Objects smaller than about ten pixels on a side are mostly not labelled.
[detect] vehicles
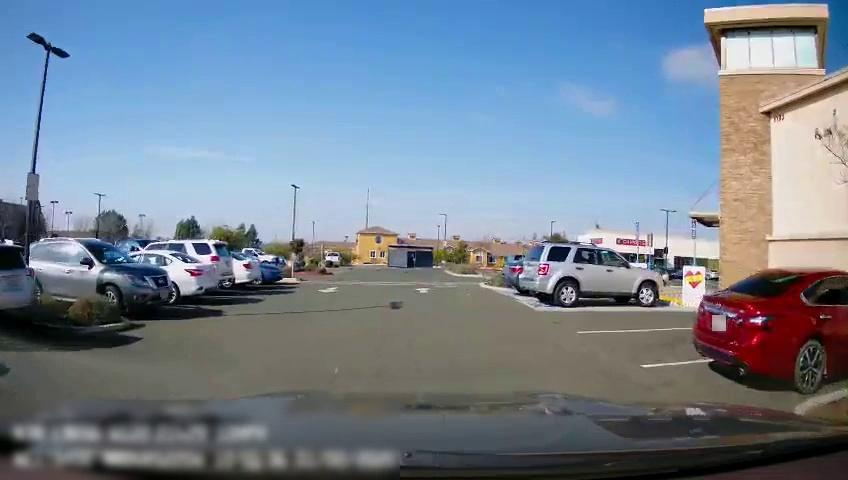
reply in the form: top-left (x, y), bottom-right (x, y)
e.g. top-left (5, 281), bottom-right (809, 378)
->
top-left (28, 236), bottom-right (171, 315)
top-left (221, 250), bottom-right (261, 291)
top-left (133, 250), bottom-right (210, 306)
top-left (240, 247), bottom-right (281, 265)
top-left (516, 240), bottom-right (664, 308)
top-left (0, 238), bottom-right (37, 316)
top-left (503, 254), bottom-right (525, 286)
top-left (323, 252), bottom-right (341, 269)
top-left (705, 268), bottom-right (720, 281)
top-left (692, 265), bottom-right (848, 396)
top-left (251, 262), bottom-right (284, 285)
top-left (143, 239), bottom-right (233, 290)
